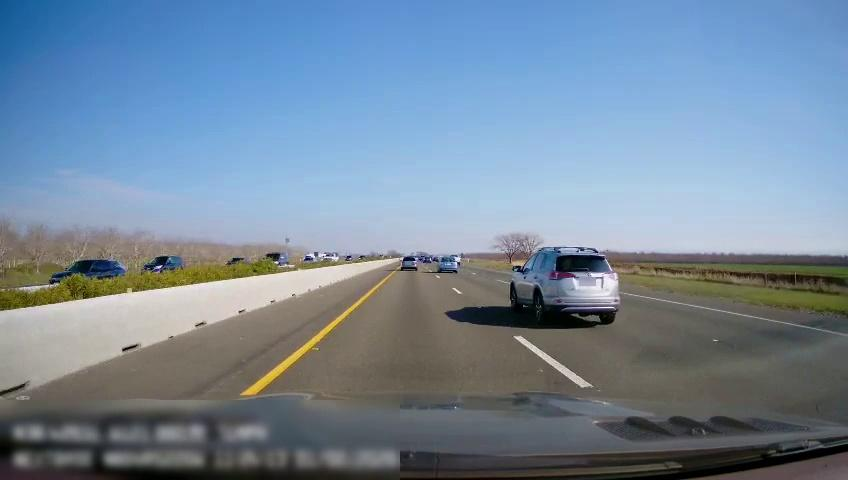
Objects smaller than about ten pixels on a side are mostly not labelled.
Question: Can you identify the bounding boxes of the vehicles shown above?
[48,258,127,285]
[224,257,248,266]
[400,256,418,271]
[437,255,459,274]
[142,255,185,273]
[509,245,620,325]
[262,252,289,267]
